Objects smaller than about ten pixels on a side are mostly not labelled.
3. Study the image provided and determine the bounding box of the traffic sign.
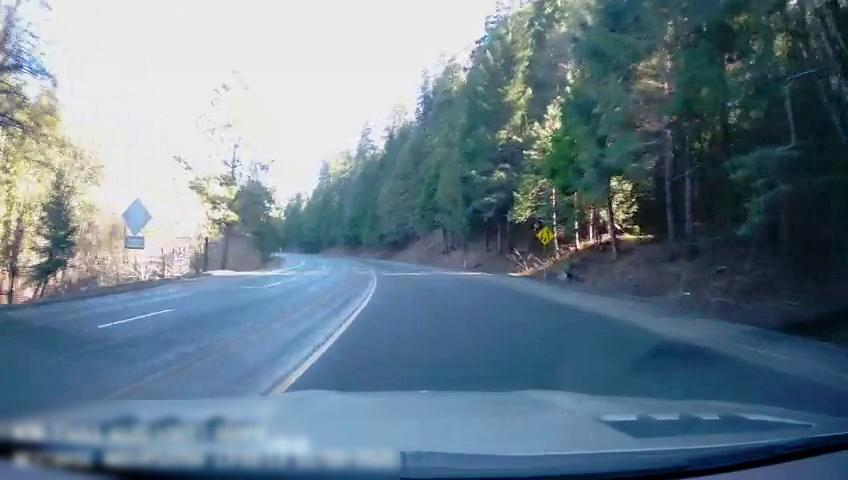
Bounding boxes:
[535,226,555,246]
